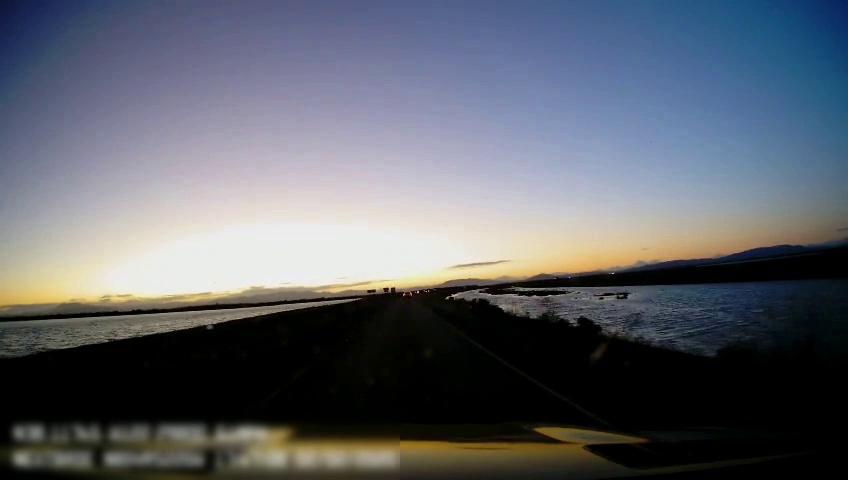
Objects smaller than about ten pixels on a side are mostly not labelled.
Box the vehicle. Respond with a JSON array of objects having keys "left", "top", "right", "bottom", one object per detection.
[{"left": 402, "top": 290, "right": 413, "bottom": 299}]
